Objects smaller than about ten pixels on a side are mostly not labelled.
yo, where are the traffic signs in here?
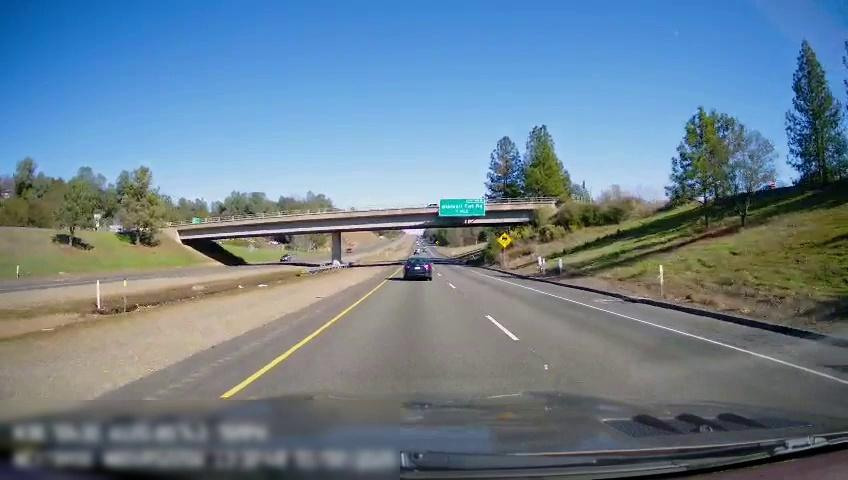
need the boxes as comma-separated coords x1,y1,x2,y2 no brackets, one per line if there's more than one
498,232,511,248
439,197,486,216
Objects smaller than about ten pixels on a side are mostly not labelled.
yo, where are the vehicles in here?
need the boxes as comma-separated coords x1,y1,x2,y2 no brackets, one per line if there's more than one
404,257,433,280
279,255,292,262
